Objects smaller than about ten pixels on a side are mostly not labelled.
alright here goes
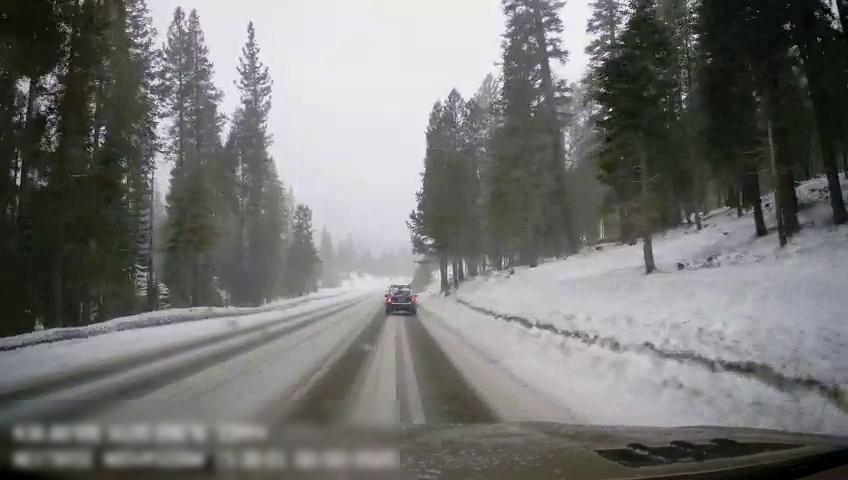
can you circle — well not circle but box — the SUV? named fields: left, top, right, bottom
left=384, top=284, right=418, bottom=315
